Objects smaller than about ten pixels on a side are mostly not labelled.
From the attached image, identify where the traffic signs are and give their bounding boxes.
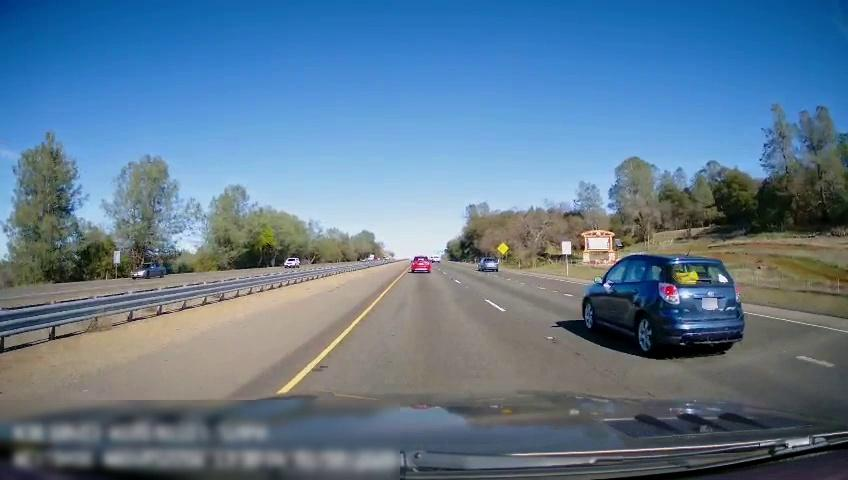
[497,241,510,255]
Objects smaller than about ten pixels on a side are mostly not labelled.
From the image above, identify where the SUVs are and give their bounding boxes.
[283,257,301,268]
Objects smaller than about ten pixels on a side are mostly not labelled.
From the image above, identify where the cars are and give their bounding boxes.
[411,255,433,273]
[129,262,168,280]
[478,257,499,272]
[580,252,745,357]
